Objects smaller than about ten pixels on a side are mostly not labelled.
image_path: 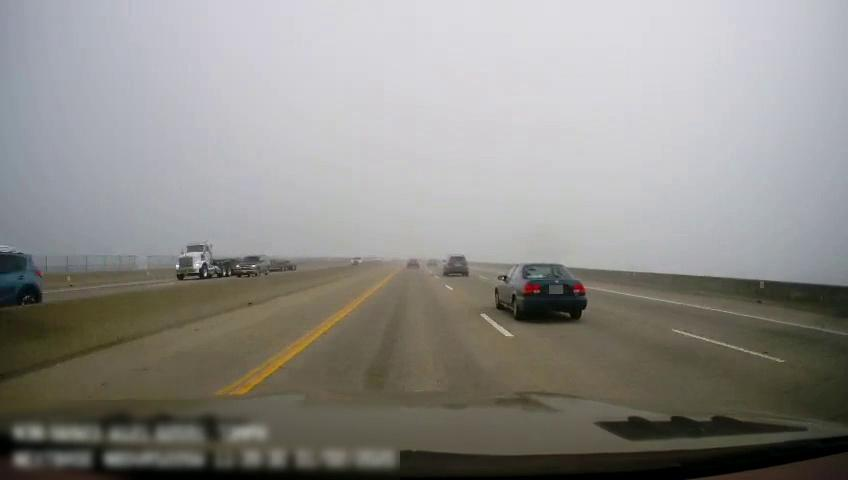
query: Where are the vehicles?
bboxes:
[426,258,438,267]
[235,254,272,278]
[407,257,420,268]
[0,245,46,308]
[493,262,588,322]
[350,256,364,265]
[174,241,298,281]
[441,254,470,277]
